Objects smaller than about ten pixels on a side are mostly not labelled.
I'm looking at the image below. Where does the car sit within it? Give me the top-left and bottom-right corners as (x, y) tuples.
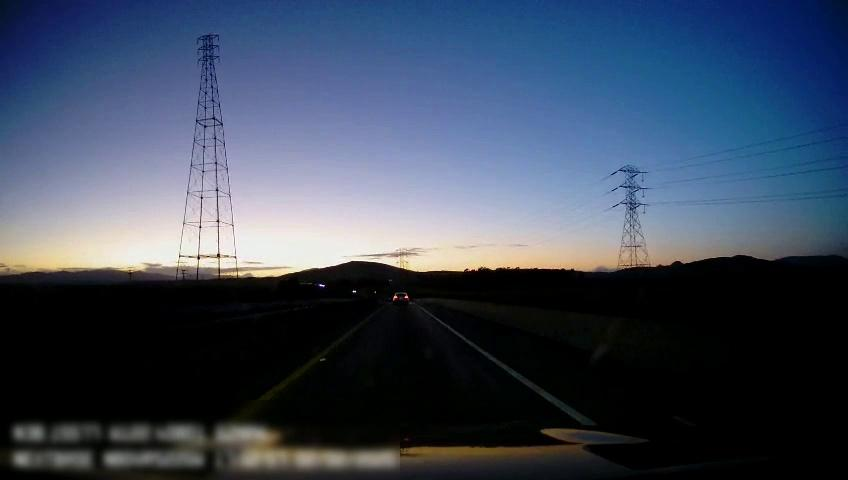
(392, 292), (410, 307)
